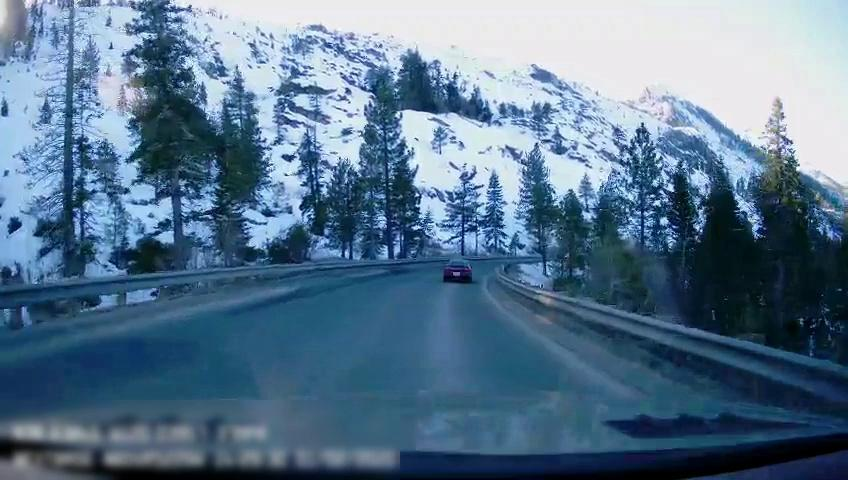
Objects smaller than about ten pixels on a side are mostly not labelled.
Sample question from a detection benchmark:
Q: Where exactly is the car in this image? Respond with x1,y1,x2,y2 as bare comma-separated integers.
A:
442,260,473,283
